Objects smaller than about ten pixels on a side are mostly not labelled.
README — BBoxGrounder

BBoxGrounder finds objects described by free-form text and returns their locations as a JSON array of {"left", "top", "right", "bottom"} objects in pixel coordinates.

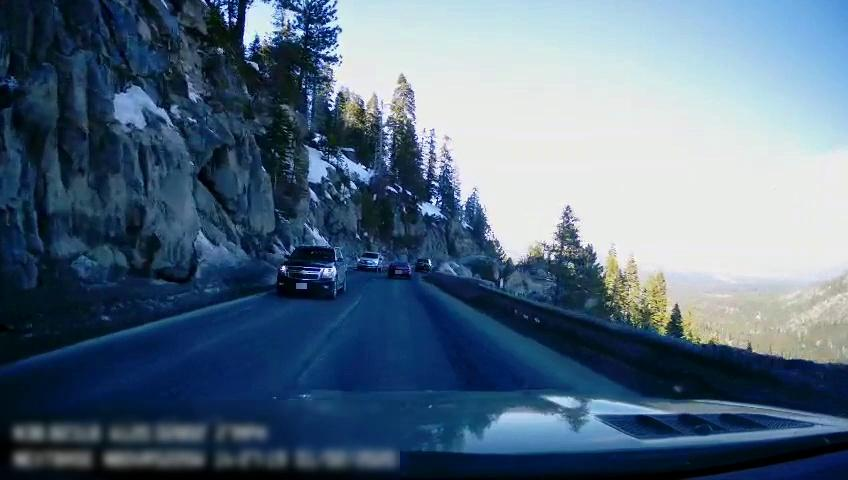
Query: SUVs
[
  {"left": 414, "top": 257, "right": 433, "bottom": 272},
  {"left": 357, "top": 252, "right": 383, "bottom": 272},
  {"left": 278, "top": 245, "right": 346, "bottom": 297}
]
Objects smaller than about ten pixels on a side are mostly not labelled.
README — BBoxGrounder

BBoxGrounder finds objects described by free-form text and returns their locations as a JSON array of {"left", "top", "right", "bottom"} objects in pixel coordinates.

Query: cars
[{"left": 387, "top": 260, "right": 413, "bottom": 281}]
